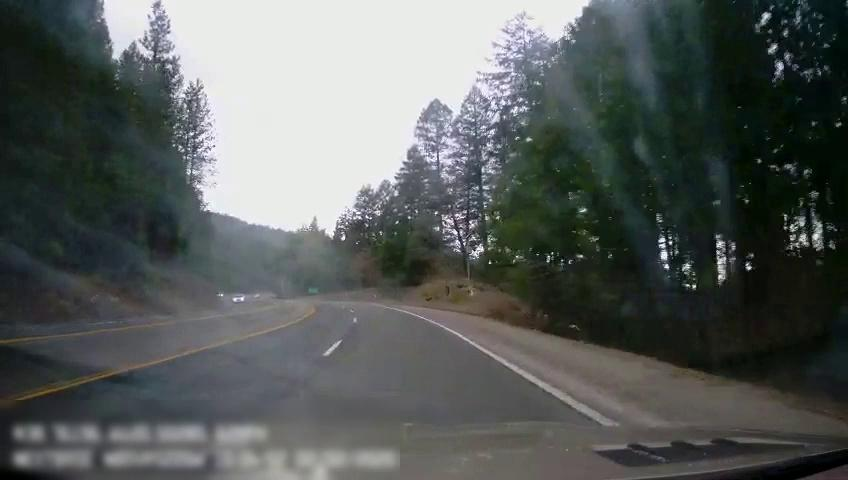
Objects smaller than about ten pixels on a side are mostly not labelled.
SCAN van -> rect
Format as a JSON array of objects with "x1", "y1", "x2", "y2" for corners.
[{"x1": 231, "y1": 294, "x2": 244, "y2": 304}]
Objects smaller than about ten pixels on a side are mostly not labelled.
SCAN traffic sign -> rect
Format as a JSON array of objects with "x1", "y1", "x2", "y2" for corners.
[{"x1": 308, "y1": 288, "x2": 319, "y2": 295}]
